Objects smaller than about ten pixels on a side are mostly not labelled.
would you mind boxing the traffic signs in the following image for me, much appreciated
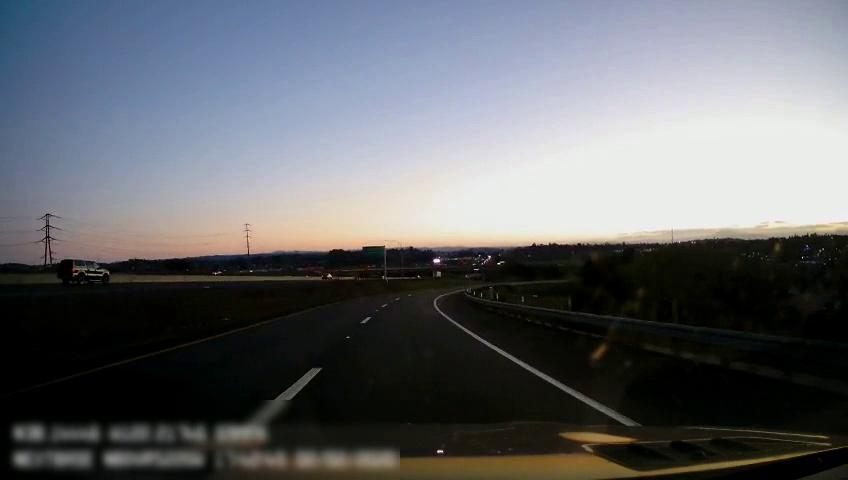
[362,245,385,258]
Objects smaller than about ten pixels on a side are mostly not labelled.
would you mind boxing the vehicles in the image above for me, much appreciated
[57,258,110,288]
[321,272,335,281]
